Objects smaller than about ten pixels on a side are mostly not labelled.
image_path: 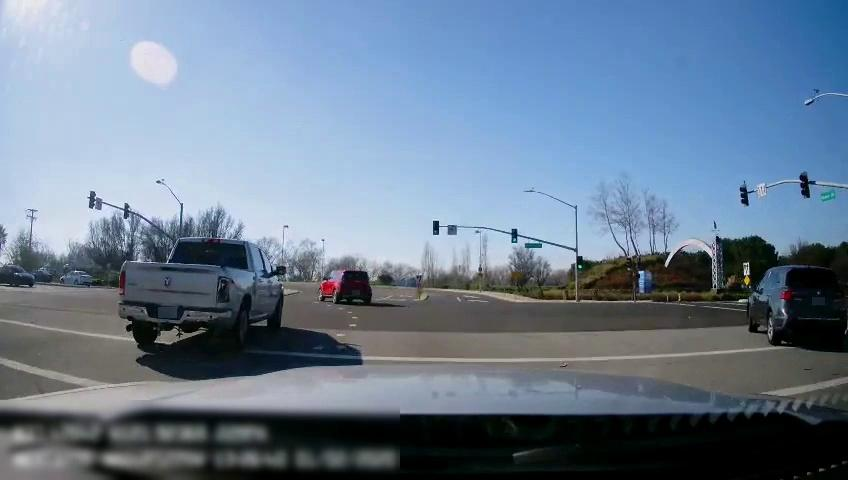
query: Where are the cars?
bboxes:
[59,270,94,286]
[29,270,54,283]
[317,269,372,305]
[0,263,36,288]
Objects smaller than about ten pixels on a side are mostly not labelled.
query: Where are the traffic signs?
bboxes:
[447,225,458,236]
[525,243,543,249]
[743,275,751,286]
[95,197,103,211]
[756,183,767,197]
[743,262,751,277]
[820,190,836,203]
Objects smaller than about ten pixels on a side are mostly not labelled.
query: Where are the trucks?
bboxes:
[118,237,287,349]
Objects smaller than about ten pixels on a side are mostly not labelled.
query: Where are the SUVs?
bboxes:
[746,265,848,348]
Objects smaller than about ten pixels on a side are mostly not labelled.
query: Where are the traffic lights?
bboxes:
[511,228,518,244]
[432,220,440,236]
[799,170,810,199]
[88,190,97,210]
[626,257,633,272]
[123,202,131,220]
[739,184,750,207]
[576,255,584,270]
